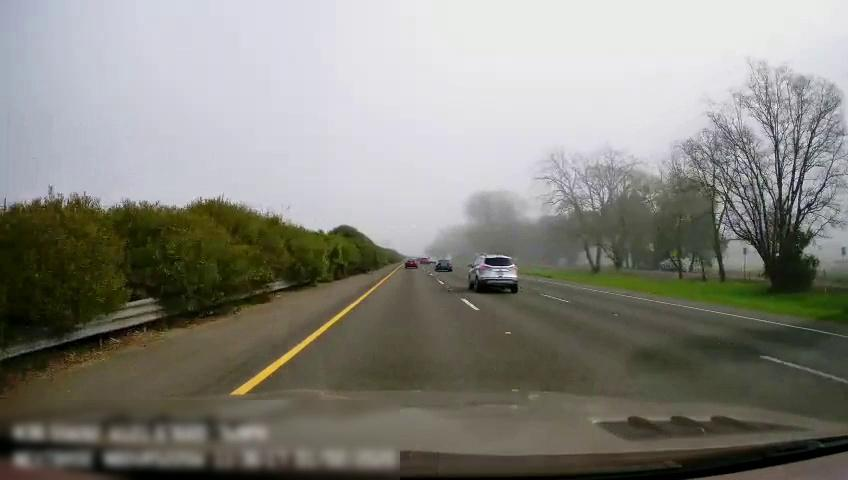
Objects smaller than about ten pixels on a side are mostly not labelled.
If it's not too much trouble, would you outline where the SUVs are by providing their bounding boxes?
[468,255,519,294]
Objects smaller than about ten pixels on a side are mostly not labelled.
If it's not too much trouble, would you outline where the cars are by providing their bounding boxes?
[405,257,420,270]
[433,260,452,272]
